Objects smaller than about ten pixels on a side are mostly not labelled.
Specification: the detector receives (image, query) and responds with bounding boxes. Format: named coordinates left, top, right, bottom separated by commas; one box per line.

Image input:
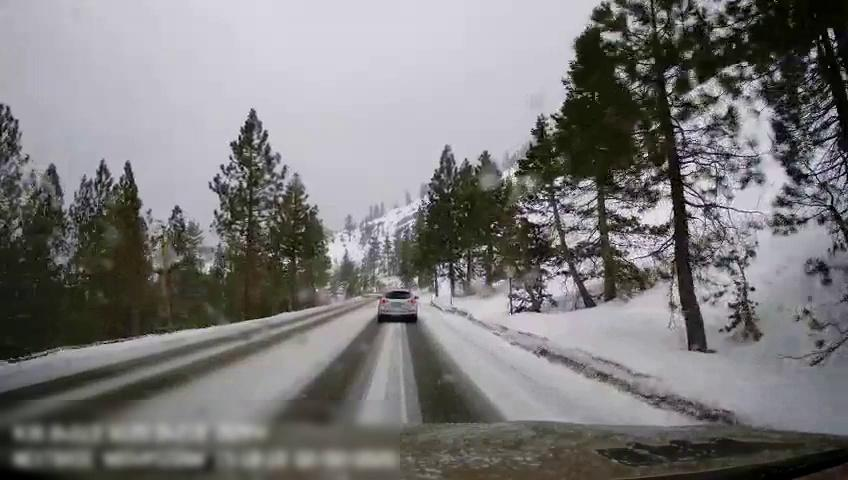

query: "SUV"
left=376, top=291, right=420, bottom=323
